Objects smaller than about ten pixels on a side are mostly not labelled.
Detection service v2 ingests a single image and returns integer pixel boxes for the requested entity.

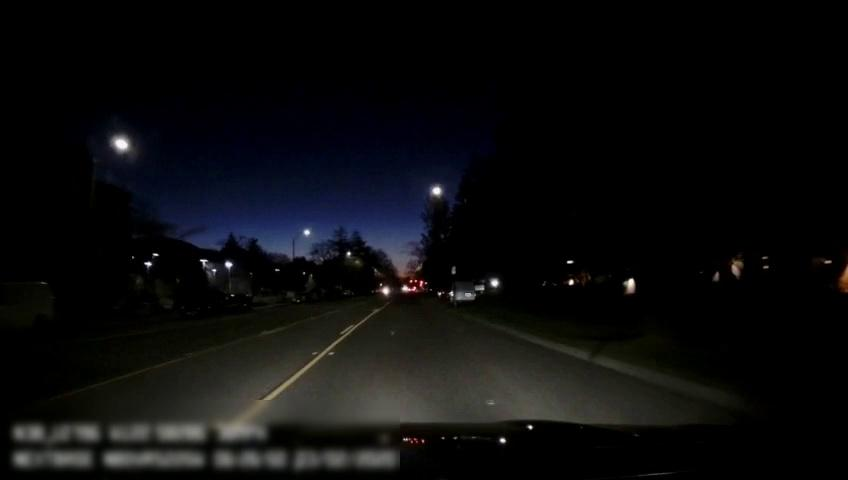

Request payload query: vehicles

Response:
[291,293,312,304]
[212,297,249,316]
[0,281,56,347]
[441,290,450,302]
[448,282,477,309]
